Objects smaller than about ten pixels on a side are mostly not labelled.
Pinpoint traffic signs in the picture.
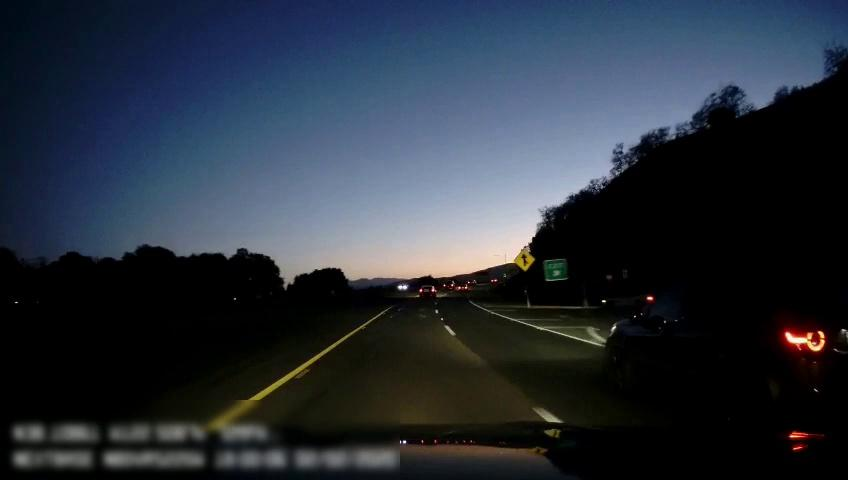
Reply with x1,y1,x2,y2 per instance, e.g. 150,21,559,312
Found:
511,250,537,273
543,259,569,282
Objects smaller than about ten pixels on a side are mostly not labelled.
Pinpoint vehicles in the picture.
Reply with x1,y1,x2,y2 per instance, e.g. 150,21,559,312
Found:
609,284,830,401
420,284,437,298
443,280,456,290
396,283,409,292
